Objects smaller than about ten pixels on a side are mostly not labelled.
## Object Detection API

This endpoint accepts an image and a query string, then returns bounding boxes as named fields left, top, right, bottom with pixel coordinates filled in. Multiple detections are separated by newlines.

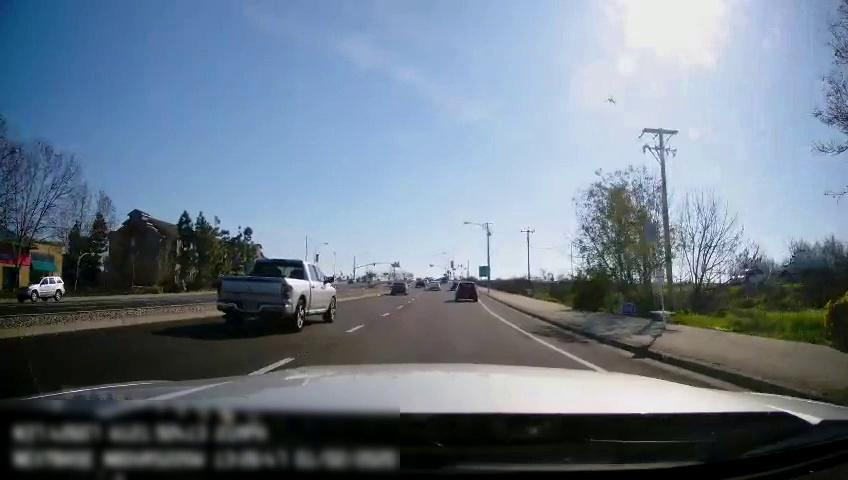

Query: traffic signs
left=478, top=265, right=490, bottom=277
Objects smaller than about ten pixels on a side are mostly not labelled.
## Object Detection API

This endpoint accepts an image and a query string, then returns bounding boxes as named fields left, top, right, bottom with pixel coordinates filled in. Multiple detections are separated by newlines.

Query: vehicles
left=453, top=282, right=478, bottom=303
left=731, top=268, right=766, bottom=285
left=450, top=281, right=459, bottom=292
left=428, top=280, right=442, bottom=292
left=390, top=281, right=411, bottom=296
left=15, top=276, right=65, bottom=304
left=216, top=258, right=337, bottom=335
left=415, top=279, right=426, bottom=289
